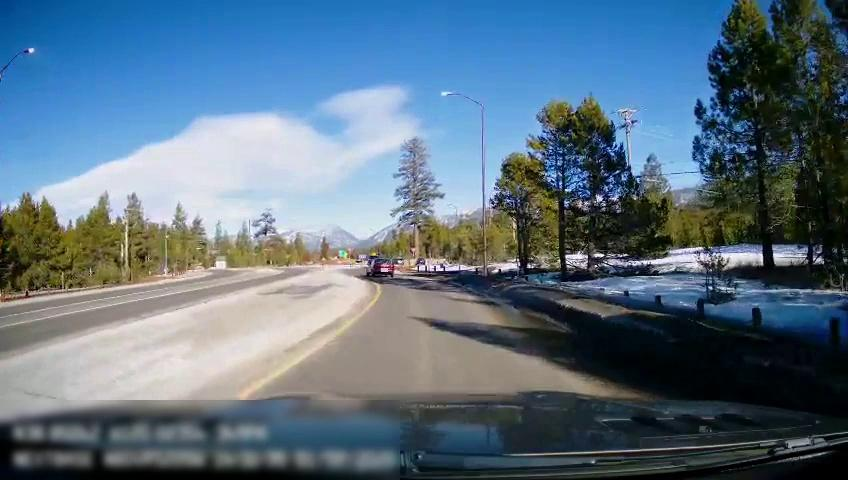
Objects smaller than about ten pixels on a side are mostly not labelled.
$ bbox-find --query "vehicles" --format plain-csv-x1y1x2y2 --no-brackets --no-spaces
366,258,395,278
366,255,378,265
